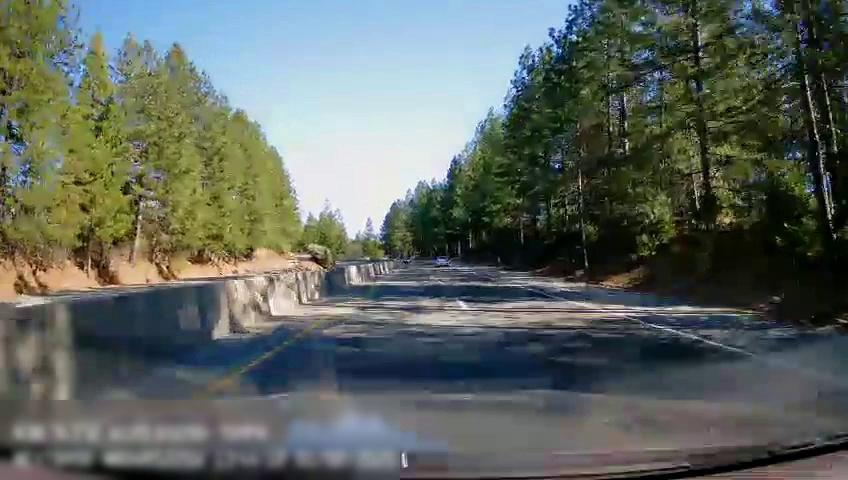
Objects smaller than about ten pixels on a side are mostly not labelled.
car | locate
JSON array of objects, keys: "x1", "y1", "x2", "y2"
[{"x1": 433, "y1": 255, "x2": 451, "y2": 268}]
